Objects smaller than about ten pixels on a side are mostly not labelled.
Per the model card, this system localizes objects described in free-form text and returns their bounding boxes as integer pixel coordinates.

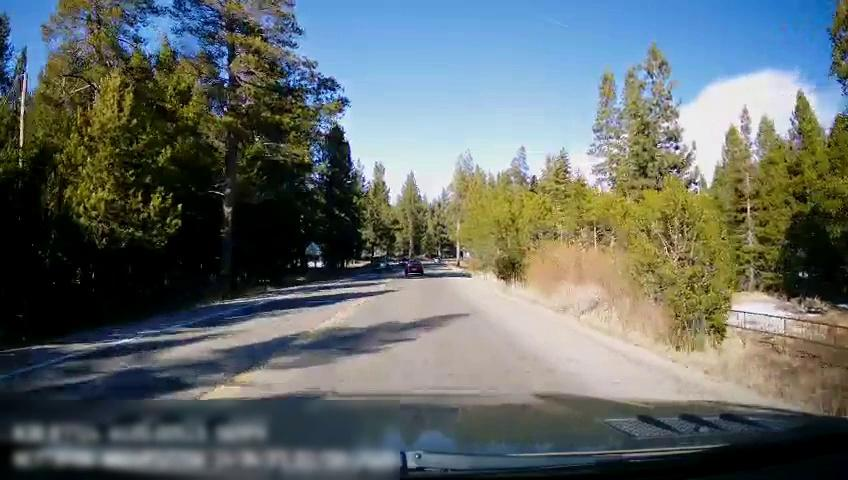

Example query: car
[404,261,424,276]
